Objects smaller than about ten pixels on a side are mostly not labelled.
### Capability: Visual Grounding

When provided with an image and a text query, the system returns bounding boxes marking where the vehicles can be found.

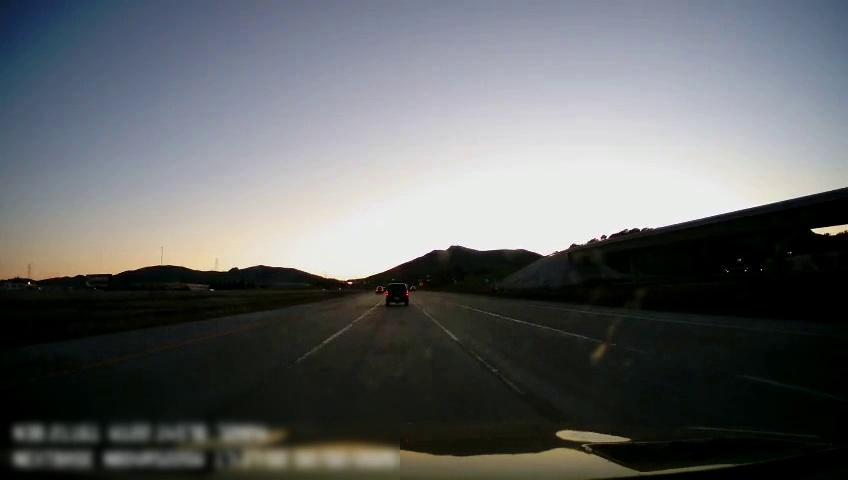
[203,288,215,292]
[385,282,410,307]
